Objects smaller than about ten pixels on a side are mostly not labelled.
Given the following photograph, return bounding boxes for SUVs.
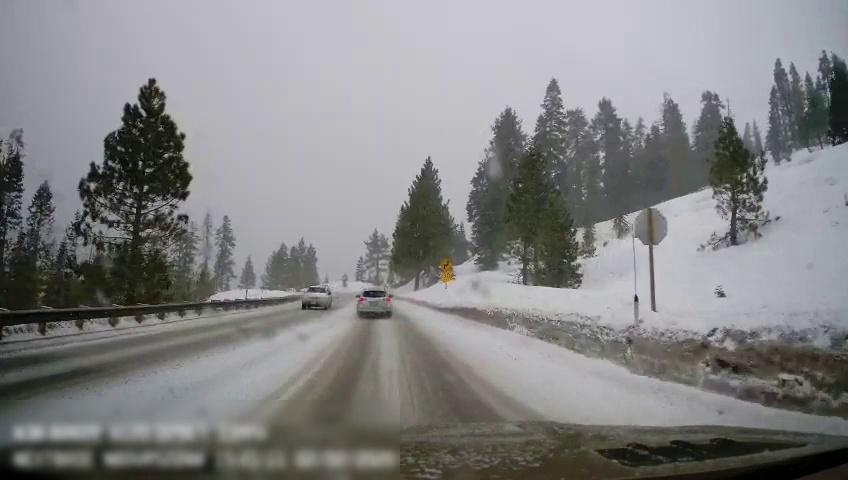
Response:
[354,288,394,319]
[301,285,333,311]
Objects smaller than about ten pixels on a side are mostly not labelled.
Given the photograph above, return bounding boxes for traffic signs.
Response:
[439,258,455,273]
[439,272,453,283]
